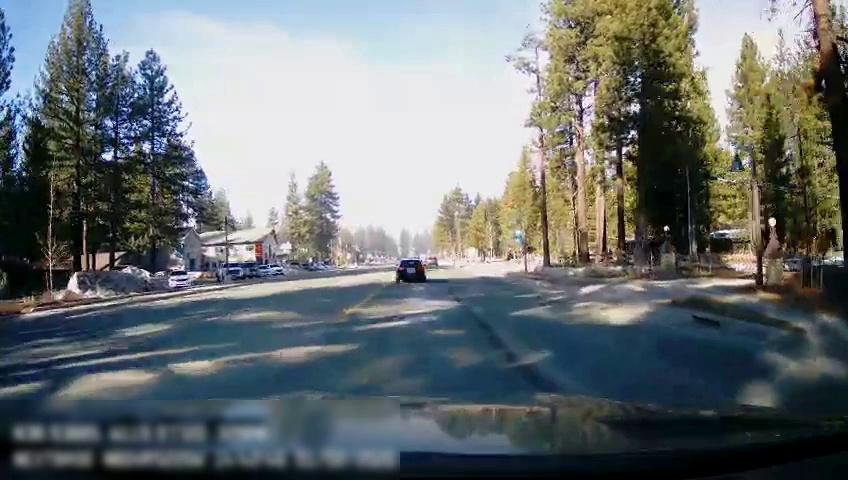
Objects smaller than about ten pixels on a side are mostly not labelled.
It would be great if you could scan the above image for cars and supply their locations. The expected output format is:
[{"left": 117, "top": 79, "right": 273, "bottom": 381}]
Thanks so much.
[{"left": 394, "top": 257, "right": 426, "bottom": 284}]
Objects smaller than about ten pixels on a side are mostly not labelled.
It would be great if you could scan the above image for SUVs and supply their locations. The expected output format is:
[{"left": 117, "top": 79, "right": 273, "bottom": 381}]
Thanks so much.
[
  {"left": 167, "top": 270, "right": 191, "bottom": 288},
  {"left": 263, "top": 264, "right": 284, "bottom": 276}
]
